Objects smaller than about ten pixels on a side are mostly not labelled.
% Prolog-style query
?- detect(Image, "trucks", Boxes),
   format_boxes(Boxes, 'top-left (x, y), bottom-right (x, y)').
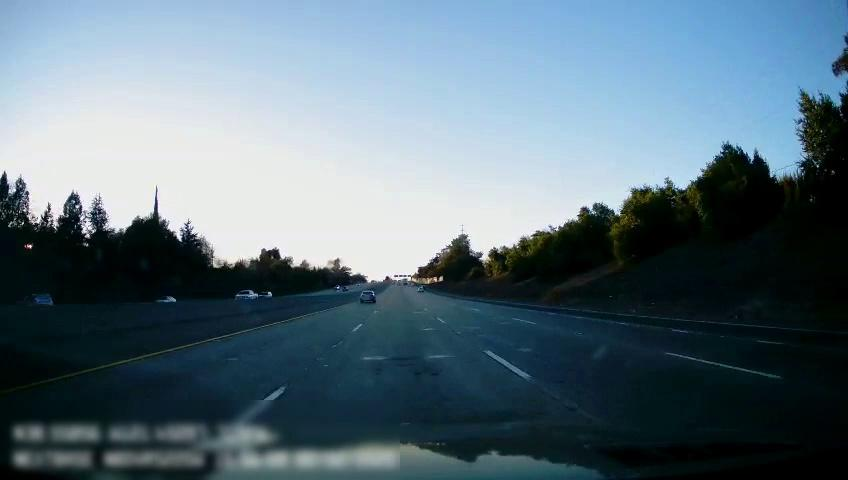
top-left (235, 289), bottom-right (259, 300)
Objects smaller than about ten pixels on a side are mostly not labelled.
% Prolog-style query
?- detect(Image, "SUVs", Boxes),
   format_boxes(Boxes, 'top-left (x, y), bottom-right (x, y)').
top-left (21, 292), bottom-right (55, 307)
top-left (258, 291), bottom-right (273, 300)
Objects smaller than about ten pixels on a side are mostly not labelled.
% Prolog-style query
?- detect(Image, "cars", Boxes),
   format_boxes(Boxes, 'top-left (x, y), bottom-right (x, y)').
top-left (153, 295), bottom-right (177, 303)
top-left (359, 290), bottom-right (377, 304)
